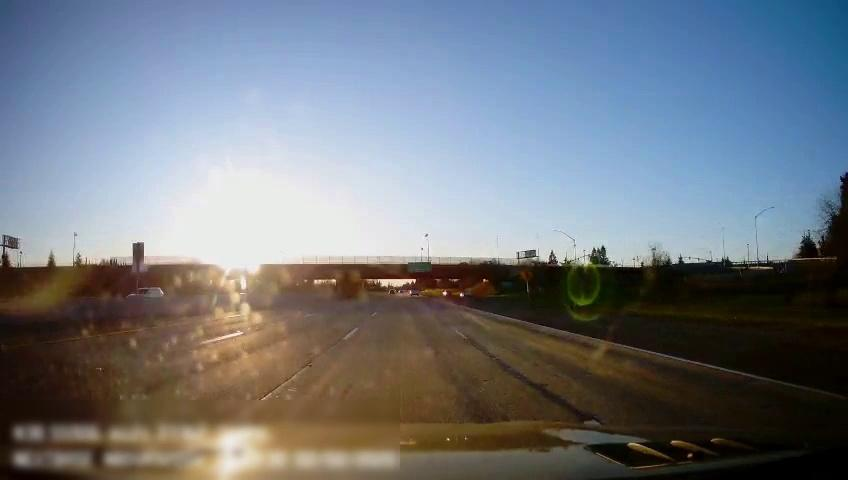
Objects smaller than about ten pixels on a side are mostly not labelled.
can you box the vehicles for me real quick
[409,287,420,297]
[442,290,451,297]
[460,289,473,298]
[123,287,165,299]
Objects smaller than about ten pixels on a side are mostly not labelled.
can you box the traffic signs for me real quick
[520,266,535,282]
[408,262,433,274]
[523,250,537,258]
